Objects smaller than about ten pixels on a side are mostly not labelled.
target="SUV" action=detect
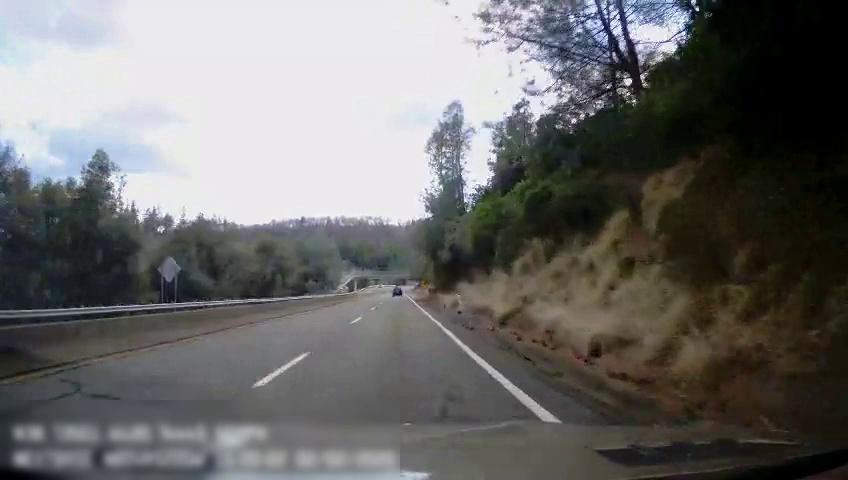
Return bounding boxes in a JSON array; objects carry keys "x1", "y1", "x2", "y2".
[{"x1": 392, "y1": 287, "x2": 403, "y2": 298}]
